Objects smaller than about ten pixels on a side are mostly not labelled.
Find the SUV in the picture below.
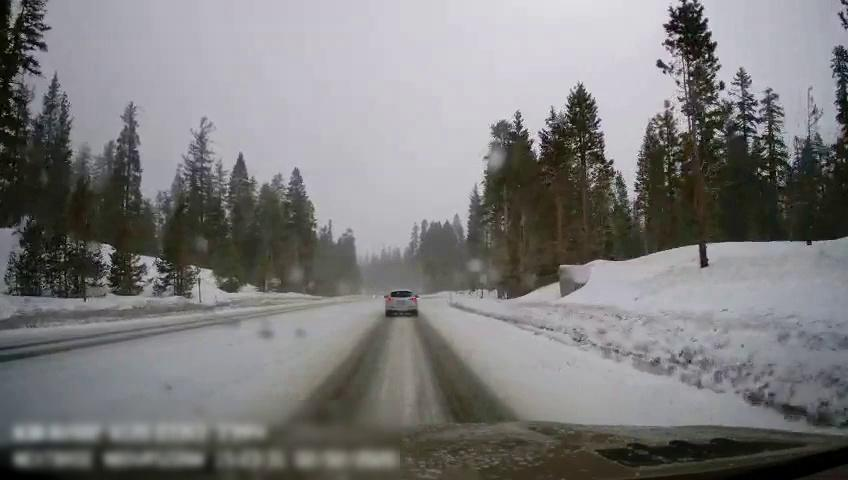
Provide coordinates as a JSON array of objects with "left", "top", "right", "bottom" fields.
[{"left": 383, "top": 289, "right": 419, "bottom": 316}]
